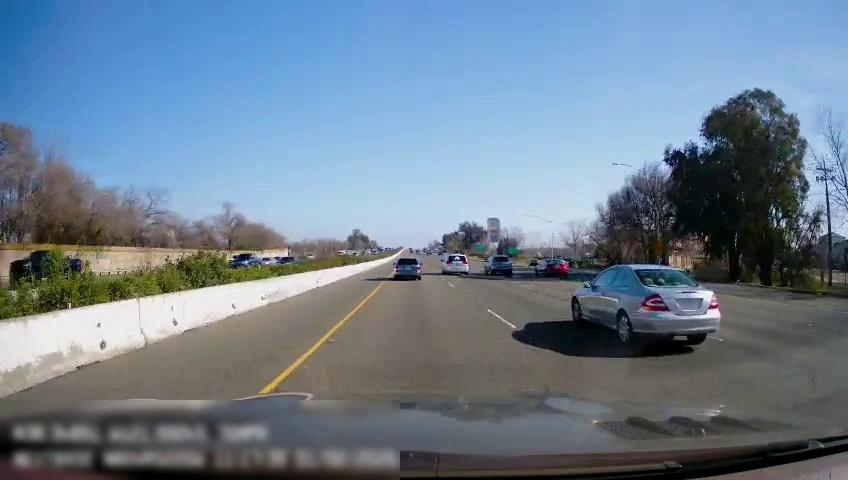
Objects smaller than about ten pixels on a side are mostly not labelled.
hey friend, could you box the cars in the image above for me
[440,254,469,275]
[227,253,263,269]
[570,264,720,347]
[260,256,279,265]
[393,257,423,280]
[275,256,304,266]
[536,257,569,278]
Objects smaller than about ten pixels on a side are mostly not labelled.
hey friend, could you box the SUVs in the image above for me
[483,255,513,276]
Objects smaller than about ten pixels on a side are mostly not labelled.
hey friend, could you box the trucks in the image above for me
[8,250,83,288]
